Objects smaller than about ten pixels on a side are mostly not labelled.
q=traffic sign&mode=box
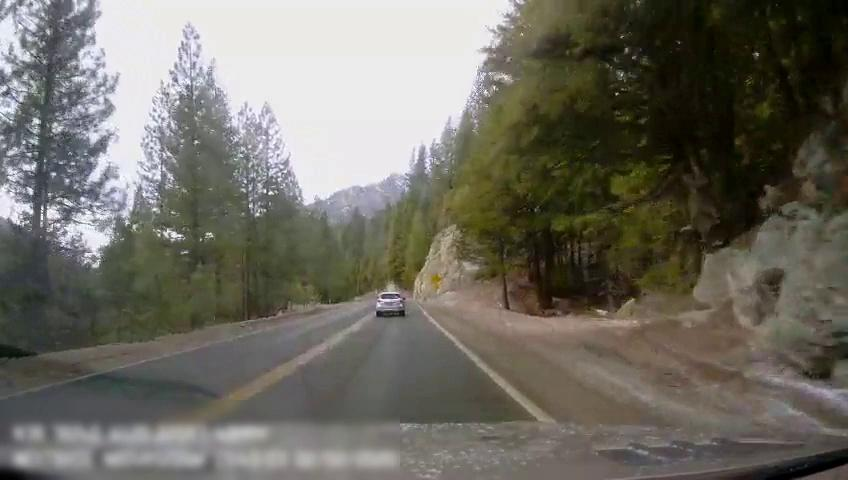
[431,274,442,284]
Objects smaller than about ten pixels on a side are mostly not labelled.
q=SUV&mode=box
[375,291,407,318]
